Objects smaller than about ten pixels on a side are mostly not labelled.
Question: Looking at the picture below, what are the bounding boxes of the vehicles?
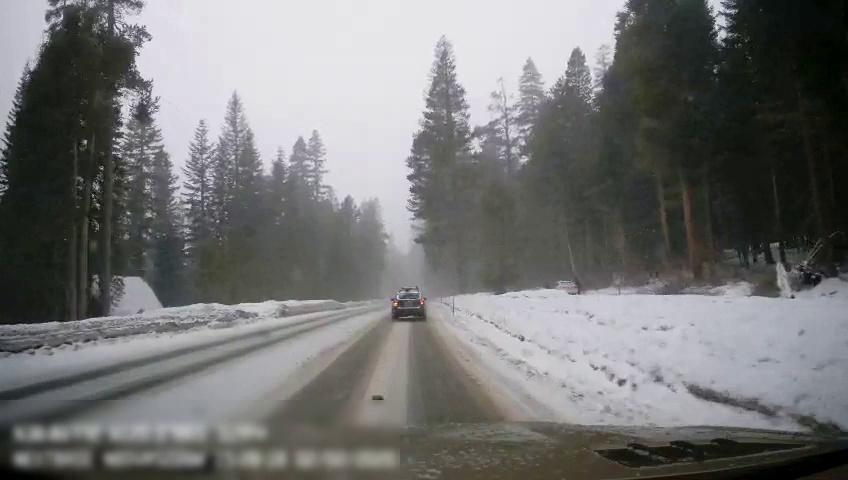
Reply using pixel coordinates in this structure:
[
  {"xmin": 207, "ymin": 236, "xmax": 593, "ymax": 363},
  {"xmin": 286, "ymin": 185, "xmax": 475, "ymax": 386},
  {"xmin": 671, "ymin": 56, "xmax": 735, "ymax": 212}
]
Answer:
[
  {"xmin": 554, "ymin": 279, "xmax": 578, "ymax": 296},
  {"xmin": 390, "ymin": 286, "xmax": 428, "ymax": 321}
]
